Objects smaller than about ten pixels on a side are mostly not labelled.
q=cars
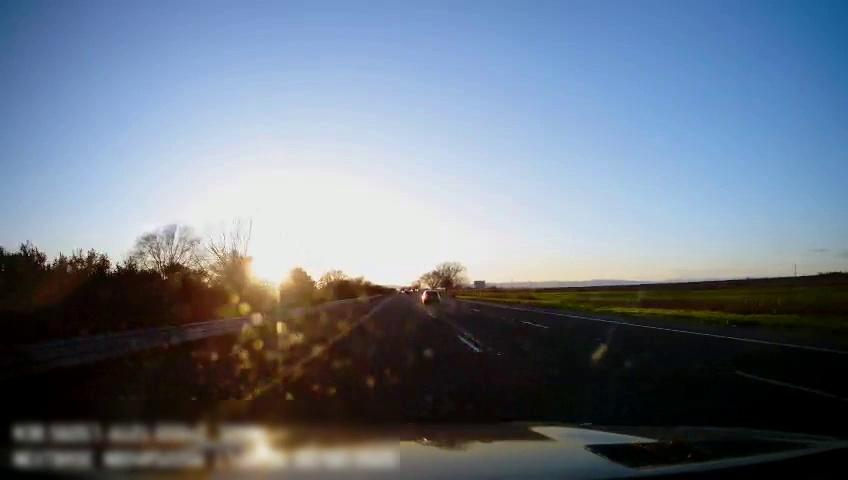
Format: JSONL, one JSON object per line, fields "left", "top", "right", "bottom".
{"left": 421, "top": 290, "right": 440, "bottom": 305}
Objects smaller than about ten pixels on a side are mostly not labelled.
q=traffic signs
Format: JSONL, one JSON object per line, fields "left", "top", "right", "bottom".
{"left": 474, "top": 280, "right": 486, "bottom": 288}
{"left": 440, "top": 280, "right": 452, "bottom": 287}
